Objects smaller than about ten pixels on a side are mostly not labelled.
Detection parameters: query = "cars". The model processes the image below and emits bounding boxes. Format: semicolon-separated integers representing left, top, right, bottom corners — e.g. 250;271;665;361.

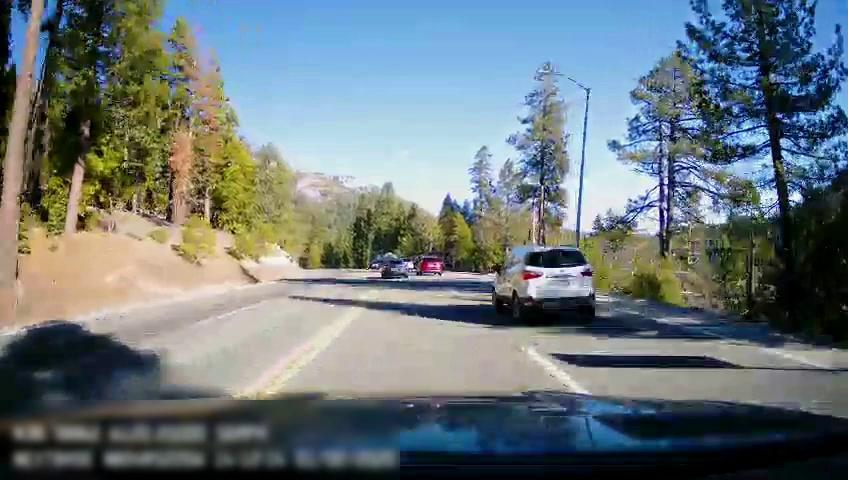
381;257;409;280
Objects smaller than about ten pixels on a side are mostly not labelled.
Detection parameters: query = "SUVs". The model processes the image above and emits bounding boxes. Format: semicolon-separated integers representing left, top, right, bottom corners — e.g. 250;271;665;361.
490;242;598;327
416;255;443;277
